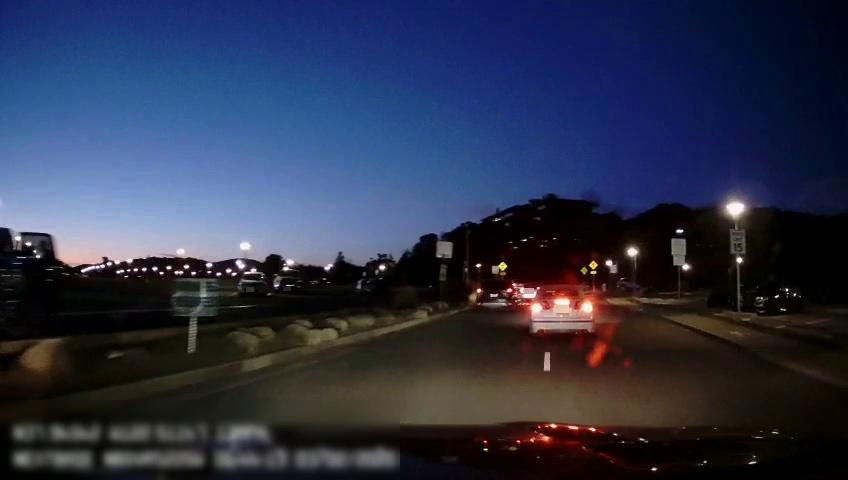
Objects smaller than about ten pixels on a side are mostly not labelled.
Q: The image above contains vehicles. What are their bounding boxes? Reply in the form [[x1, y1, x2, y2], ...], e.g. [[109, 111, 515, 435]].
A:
[[354, 277, 375, 292], [272, 268, 304, 292], [616, 280, 643, 292], [508, 278, 525, 293], [730, 279, 805, 313], [706, 281, 751, 308], [529, 283, 597, 338], [236, 271, 270, 297], [519, 282, 542, 303], [476, 277, 516, 309]]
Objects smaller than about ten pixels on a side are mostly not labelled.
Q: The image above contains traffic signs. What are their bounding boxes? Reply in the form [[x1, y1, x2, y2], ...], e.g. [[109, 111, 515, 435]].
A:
[[588, 259, 599, 271], [729, 228, 747, 255], [497, 261, 509, 272], [579, 265, 589, 276], [670, 238, 687, 256], [672, 254, 686, 267]]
